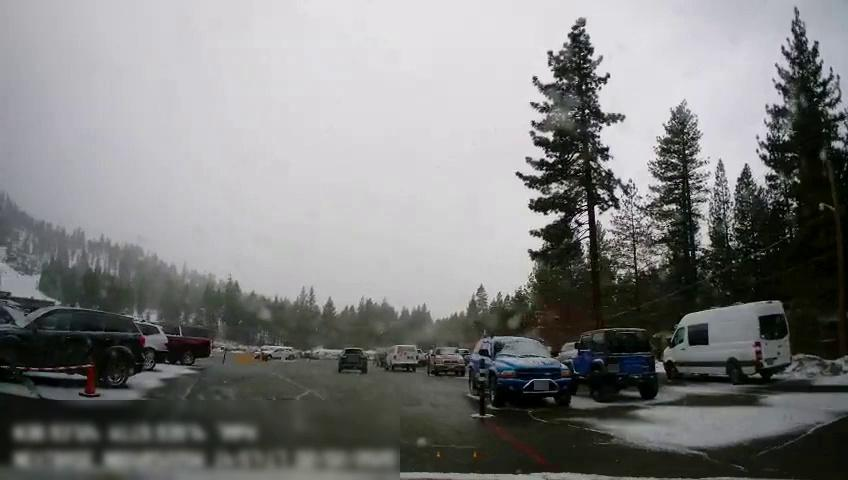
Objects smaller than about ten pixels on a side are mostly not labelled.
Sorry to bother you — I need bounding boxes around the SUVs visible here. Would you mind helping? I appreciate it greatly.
[338,346,368,375]
[563,327,659,403]
[468,336,576,413]
[136,319,169,371]
[0,306,147,387]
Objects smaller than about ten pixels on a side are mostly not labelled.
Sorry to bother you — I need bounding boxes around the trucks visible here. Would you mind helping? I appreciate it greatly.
[156,323,214,365]
[262,346,298,361]
[427,347,466,376]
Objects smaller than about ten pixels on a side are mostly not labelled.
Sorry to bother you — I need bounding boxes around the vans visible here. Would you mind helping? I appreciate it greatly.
[384,345,417,373]
[662,299,793,381]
